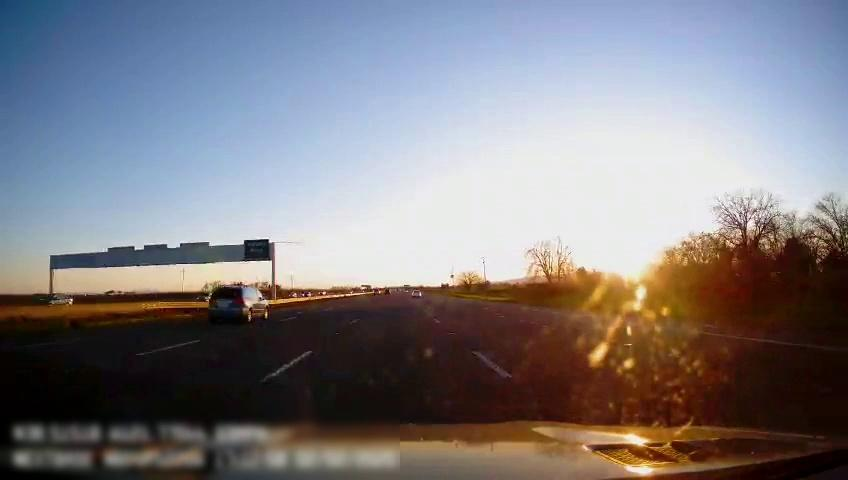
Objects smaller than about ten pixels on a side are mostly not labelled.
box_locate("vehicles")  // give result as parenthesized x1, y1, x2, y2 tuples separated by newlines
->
(35, 294, 74, 307)
(301, 291, 312, 298)
(411, 289, 422, 298)
(196, 292, 214, 303)
(208, 285, 270, 324)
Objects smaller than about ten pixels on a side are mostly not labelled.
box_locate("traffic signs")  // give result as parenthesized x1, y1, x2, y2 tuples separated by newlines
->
(244, 239, 270, 259)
